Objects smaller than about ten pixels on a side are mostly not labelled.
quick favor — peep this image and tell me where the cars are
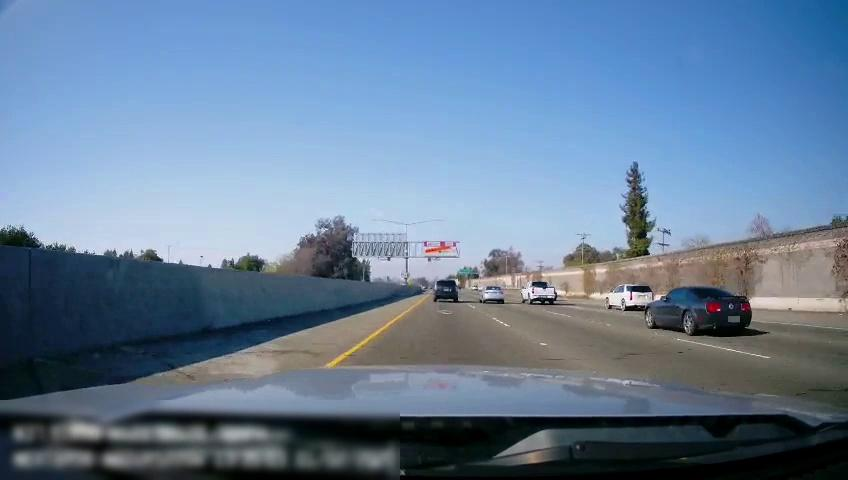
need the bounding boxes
[479,285,505,304]
[644,286,752,336]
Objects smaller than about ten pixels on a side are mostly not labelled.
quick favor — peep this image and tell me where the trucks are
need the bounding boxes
[520,281,556,304]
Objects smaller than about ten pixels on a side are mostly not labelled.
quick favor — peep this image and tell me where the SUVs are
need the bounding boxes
[432,279,459,303]
[606,284,655,311]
